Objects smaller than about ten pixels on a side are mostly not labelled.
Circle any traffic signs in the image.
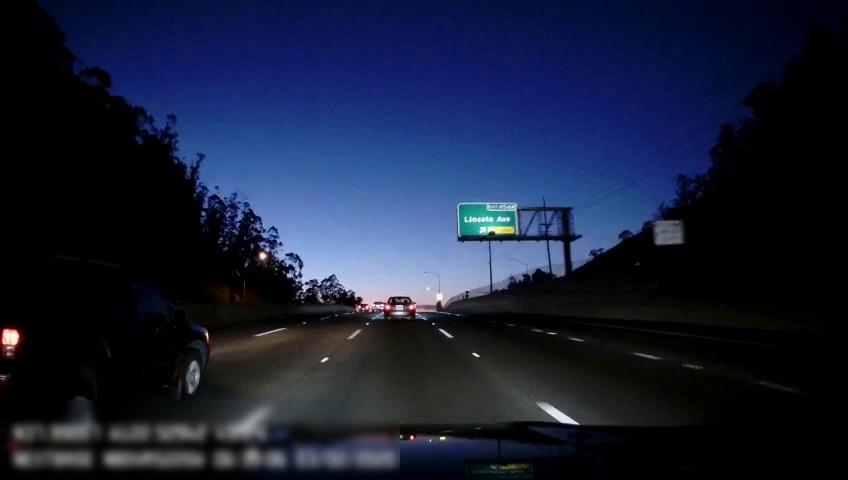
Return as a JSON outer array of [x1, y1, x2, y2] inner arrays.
[[653, 220, 685, 246], [457, 202, 518, 238]]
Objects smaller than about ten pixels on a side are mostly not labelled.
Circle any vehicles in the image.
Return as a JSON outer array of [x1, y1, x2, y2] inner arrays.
[[0, 255, 211, 438], [382, 296, 416, 321], [358, 303, 370, 312], [371, 301, 385, 312]]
